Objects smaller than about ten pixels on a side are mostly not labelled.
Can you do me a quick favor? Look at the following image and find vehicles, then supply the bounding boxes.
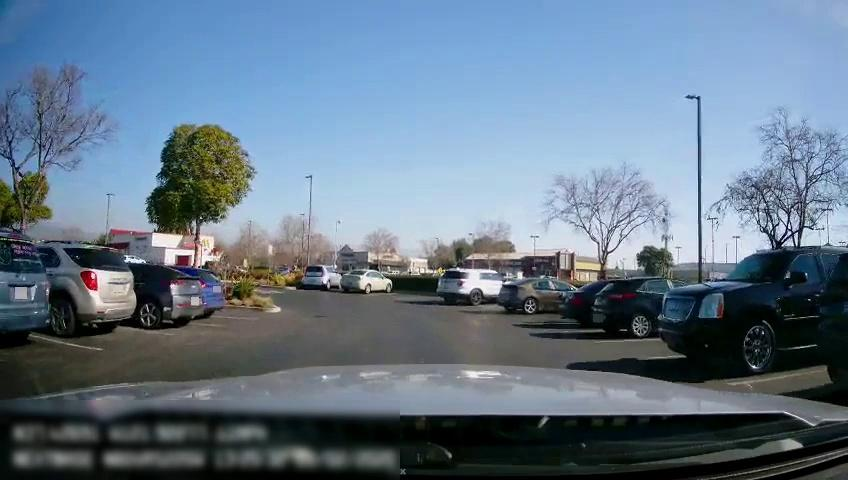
[496,276,585,315]
[20,242,137,338]
[655,246,848,375]
[121,255,147,266]
[815,248,848,387]
[103,263,206,331]
[303,265,343,291]
[590,277,706,340]
[437,268,516,307]
[560,279,656,329]
[342,269,393,295]
[143,265,225,320]
[0,227,51,346]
